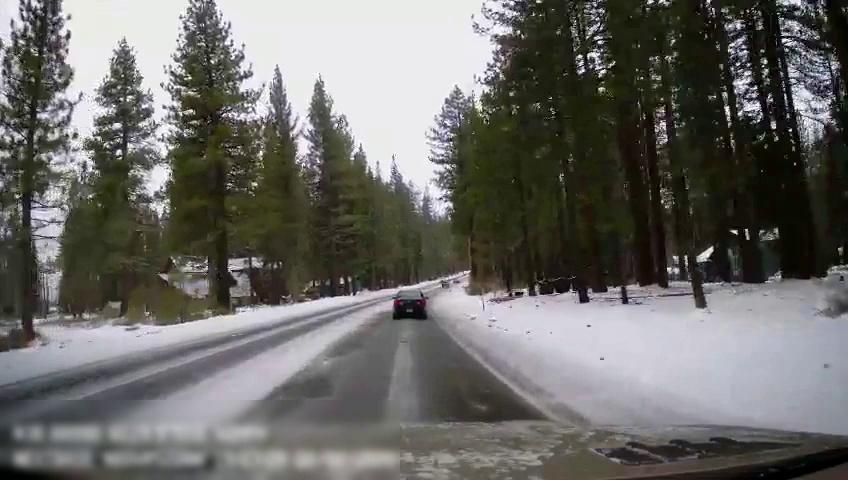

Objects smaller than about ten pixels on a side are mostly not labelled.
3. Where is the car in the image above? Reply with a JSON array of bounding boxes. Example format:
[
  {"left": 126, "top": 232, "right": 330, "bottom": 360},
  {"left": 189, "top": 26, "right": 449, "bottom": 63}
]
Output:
[{"left": 391, "top": 289, "right": 429, "bottom": 320}]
